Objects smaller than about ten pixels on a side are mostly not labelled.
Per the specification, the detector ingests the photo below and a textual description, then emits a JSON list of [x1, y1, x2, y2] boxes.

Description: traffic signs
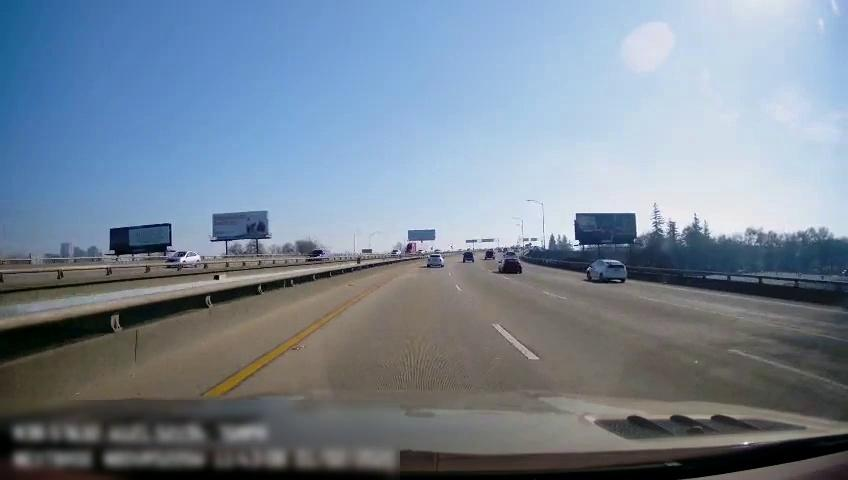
[[464, 238, 478, 244], [480, 238, 494, 244]]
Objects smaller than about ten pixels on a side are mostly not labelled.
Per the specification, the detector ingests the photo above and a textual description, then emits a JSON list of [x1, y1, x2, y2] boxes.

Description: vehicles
[[306, 249, 330, 262], [504, 252, 517, 259], [427, 252, 445, 268], [484, 249, 496, 260], [167, 250, 202, 268], [462, 252, 474, 262], [498, 258, 522, 274], [586, 259, 627, 283]]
